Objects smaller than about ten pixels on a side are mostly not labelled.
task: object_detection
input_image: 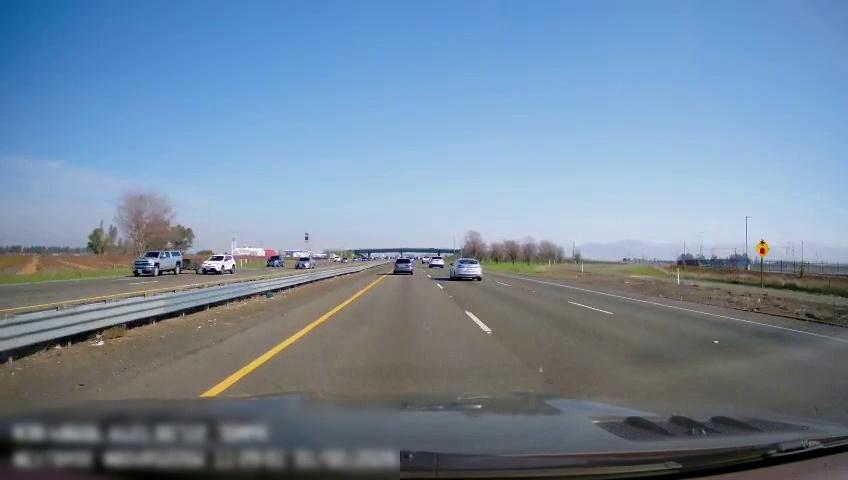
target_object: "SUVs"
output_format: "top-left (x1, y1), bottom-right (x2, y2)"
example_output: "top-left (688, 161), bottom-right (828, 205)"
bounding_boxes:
top-left (295, 257), bottom-right (316, 270)
top-left (392, 257), bottom-right (414, 275)
top-left (130, 249), bottom-right (205, 277)
top-left (428, 255), bottom-right (445, 268)
top-left (200, 254), bottom-right (237, 276)
top-left (265, 255), bottom-right (285, 268)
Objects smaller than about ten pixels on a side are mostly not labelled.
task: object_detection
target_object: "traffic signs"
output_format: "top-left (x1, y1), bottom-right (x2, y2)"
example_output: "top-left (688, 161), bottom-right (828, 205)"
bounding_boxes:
top-left (757, 240), bottom-right (771, 258)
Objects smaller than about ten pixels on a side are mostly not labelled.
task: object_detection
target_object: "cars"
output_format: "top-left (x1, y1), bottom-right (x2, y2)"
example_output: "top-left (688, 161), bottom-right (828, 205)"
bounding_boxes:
top-left (449, 258), bottom-right (482, 282)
